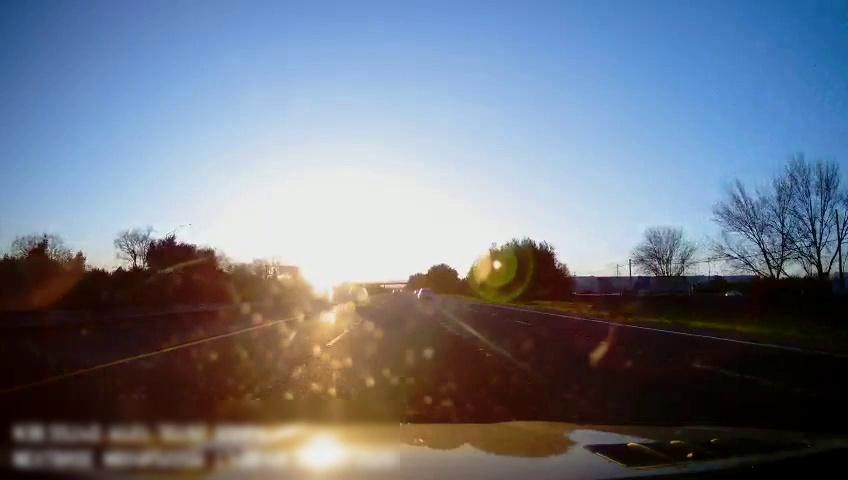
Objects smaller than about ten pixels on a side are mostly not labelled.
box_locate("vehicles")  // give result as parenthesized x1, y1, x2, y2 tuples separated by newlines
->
(346, 288, 370, 311)
(725, 290, 744, 297)
(418, 287, 435, 301)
